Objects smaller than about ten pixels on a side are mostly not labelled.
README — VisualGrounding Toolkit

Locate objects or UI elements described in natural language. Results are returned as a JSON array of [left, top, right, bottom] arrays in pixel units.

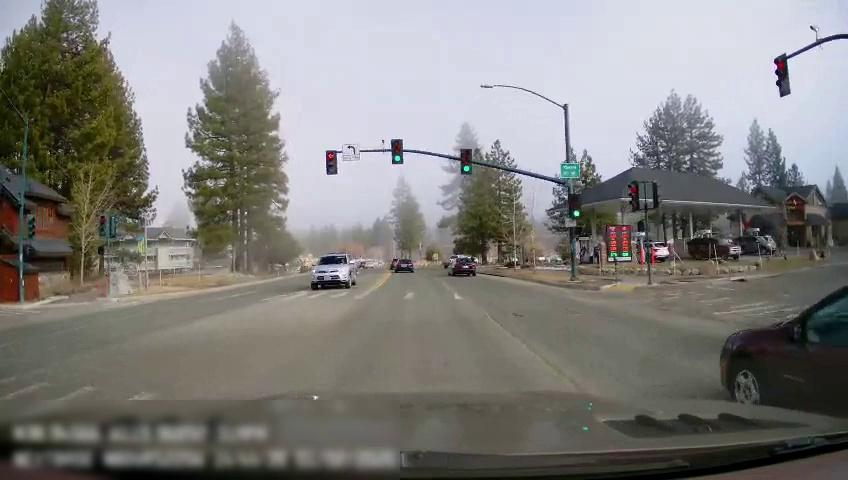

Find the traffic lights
[[324, 150, 339, 176], [98, 214, 105, 236], [774, 54, 793, 97], [111, 217, 117, 236], [459, 148, 473, 175], [390, 139, 404, 165], [26, 214, 36, 239], [652, 182, 664, 208], [628, 182, 640, 210], [571, 194, 582, 220]]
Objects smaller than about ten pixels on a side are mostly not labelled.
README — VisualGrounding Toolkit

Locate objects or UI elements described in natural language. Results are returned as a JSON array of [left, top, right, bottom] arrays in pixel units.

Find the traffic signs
[[341, 143, 361, 162], [559, 161, 582, 180], [564, 218, 578, 229]]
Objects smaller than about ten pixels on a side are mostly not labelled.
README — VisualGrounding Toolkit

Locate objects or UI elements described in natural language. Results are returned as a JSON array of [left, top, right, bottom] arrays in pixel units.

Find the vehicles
[[685, 235, 743, 263], [749, 234, 776, 254], [311, 254, 357, 290], [729, 236, 770, 257], [448, 254, 476, 276], [719, 285, 848, 409], [390, 259, 395, 270], [394, 257, 414, 273], [645, 242, 670, 263]]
